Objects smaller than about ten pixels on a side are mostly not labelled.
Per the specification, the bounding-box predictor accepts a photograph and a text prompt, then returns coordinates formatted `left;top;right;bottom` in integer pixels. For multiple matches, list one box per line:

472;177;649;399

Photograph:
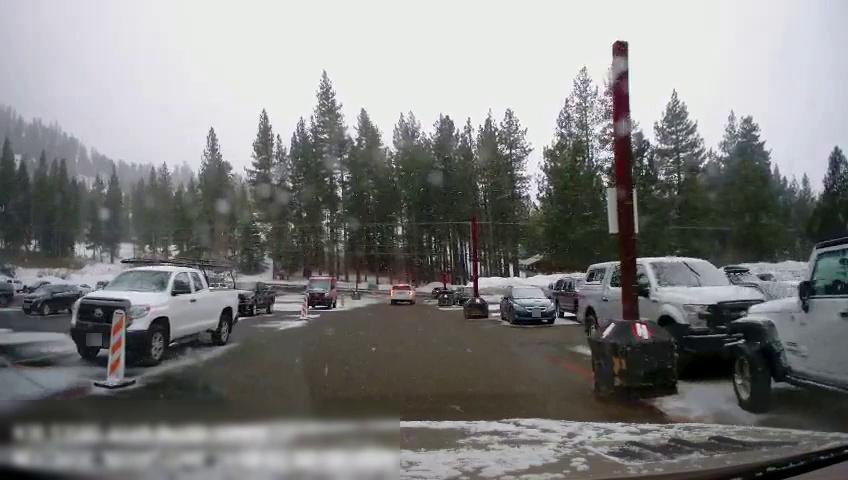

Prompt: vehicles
69;266;241;368
453;287;472;306
390;283;417;305
724;242;848;415
23;281;82;318
575;257;768;380
230;280;277;318
304;276;337;309
0;280;16;307
552;277;581;318
500;286;557;323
